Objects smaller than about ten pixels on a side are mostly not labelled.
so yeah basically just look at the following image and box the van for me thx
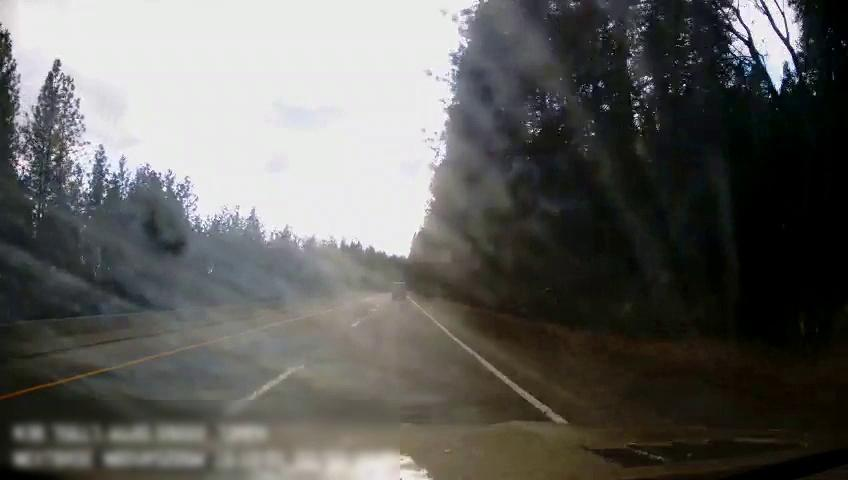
[391,281,407,300]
